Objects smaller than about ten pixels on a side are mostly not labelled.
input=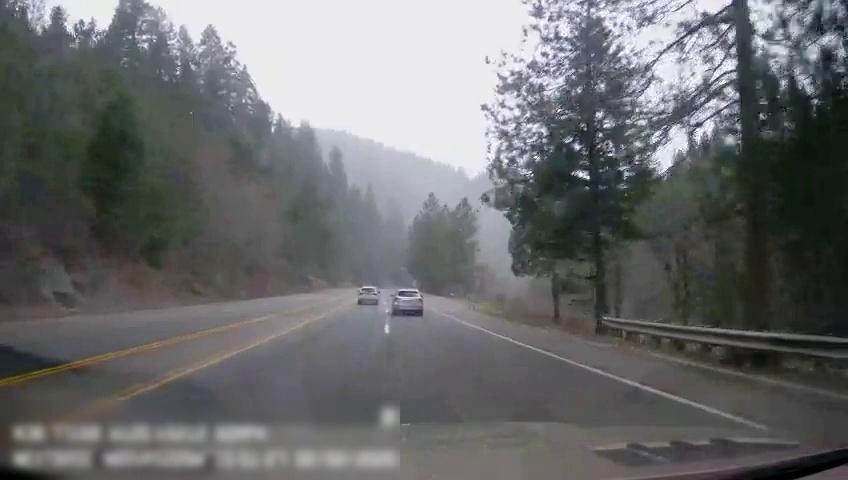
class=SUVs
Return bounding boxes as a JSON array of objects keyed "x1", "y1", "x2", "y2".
[
  {"x1": 390, "y1": 289, "x2": 423, "y2": 315},
  {"x1": 358, "y1": 286, "x2": 381, "y2": 305}
]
